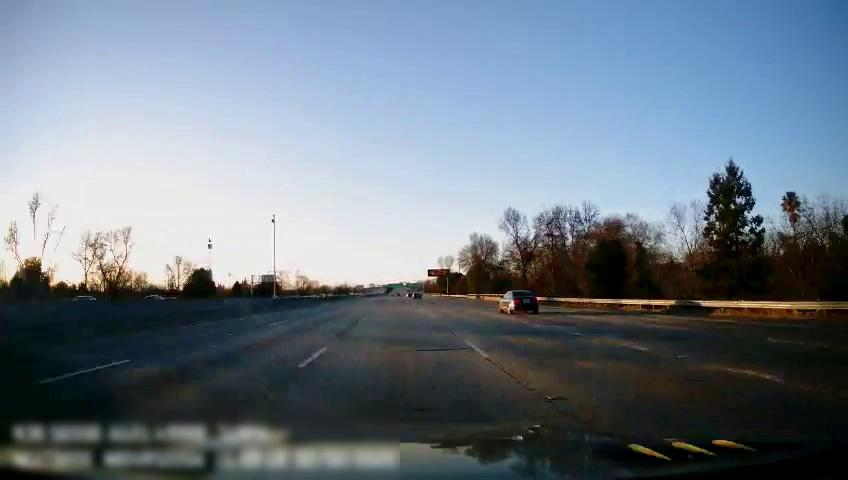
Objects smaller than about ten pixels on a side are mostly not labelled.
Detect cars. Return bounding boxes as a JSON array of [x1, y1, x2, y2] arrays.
[[142, 295, 166, 301], [71, 295, 97, 304], [496, 290, 540, 315]]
